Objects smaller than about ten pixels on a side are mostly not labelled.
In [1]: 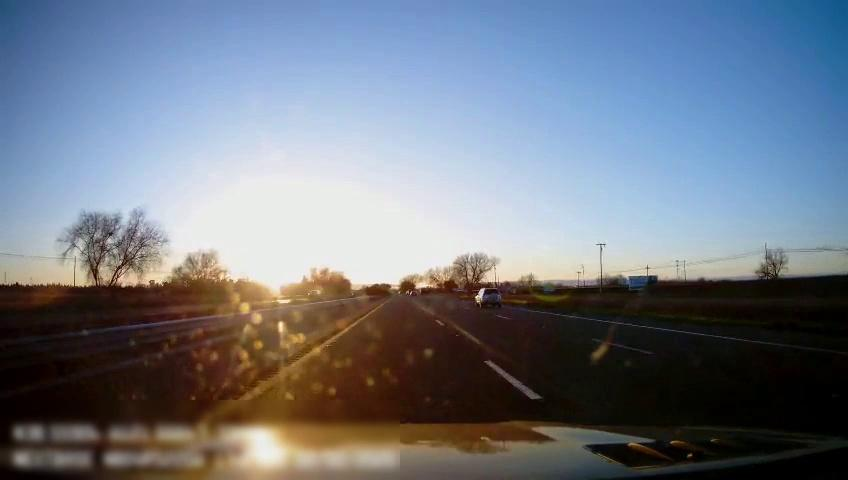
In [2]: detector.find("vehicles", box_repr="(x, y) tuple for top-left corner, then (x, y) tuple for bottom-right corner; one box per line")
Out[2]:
(307, 289), (323, 298)
(475, 288), (501, 308)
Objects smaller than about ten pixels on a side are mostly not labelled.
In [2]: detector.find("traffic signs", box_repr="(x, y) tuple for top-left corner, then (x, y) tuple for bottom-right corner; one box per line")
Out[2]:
(627, 275), (656, 293)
